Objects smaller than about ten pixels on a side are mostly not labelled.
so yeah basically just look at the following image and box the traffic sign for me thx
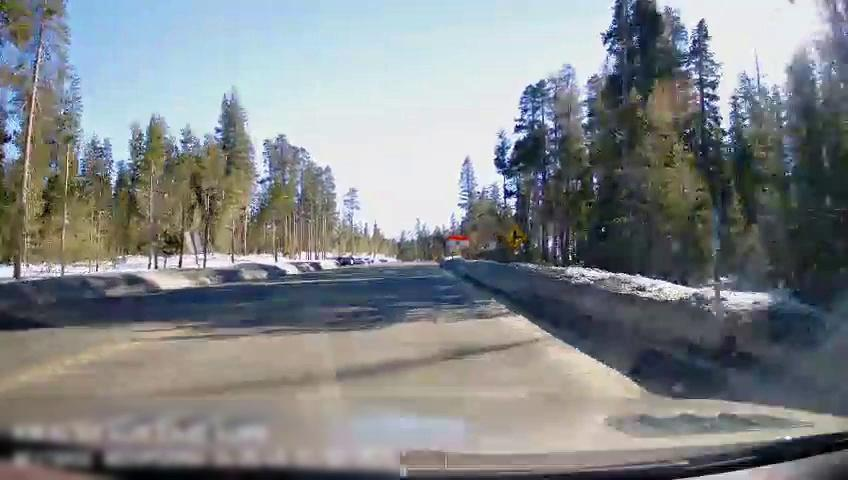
[506,226,527,252]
